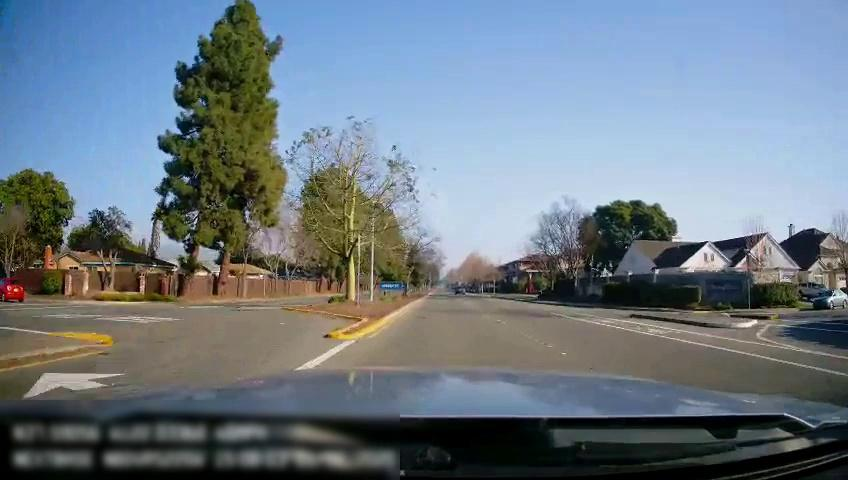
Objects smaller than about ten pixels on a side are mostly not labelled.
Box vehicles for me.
[455,285,467,296]
[0,278,25,303]
[813,289,848,311]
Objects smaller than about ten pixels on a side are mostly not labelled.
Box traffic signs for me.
[382,282,403,291]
